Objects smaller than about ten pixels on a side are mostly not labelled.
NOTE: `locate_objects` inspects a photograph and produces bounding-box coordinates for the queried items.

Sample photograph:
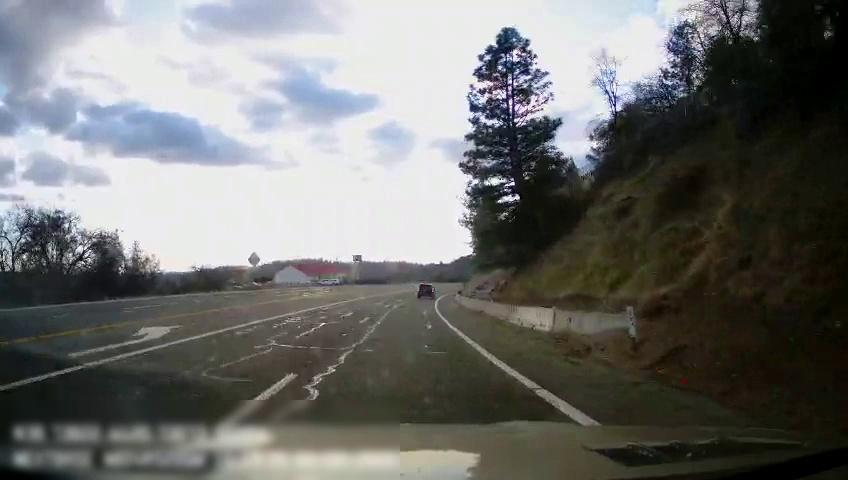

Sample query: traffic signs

[247,251,261,267]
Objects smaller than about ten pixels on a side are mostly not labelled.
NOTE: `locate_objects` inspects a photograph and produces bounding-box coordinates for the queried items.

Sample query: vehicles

[316,279,335,287]
[417,283,435,300]
[329,279,340,286]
